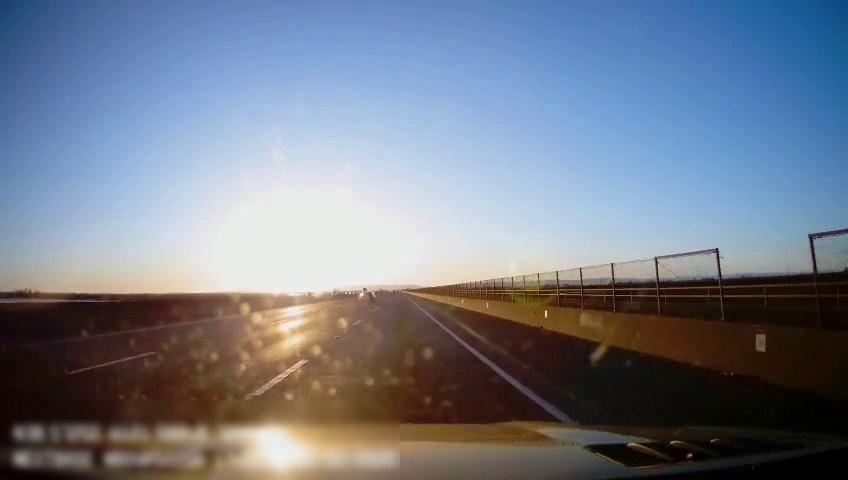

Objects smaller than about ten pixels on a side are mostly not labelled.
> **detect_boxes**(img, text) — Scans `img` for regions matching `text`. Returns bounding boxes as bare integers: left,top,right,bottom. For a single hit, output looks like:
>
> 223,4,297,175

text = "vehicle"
359,291,376,304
